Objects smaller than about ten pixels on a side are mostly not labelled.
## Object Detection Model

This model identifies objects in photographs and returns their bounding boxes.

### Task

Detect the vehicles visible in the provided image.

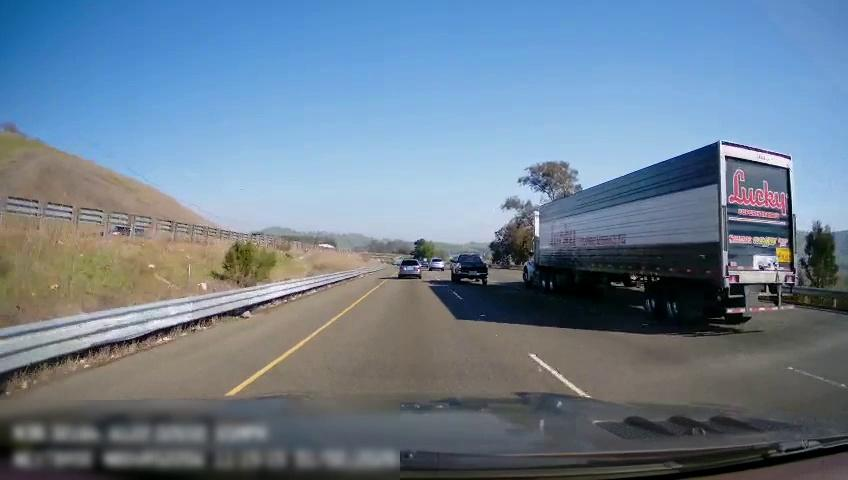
[428,257,445,272]
[521,137,799,326]
[97,224,145,240]
[449,254,489,286]
[318,243,336,249]
[398,258,422,280]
